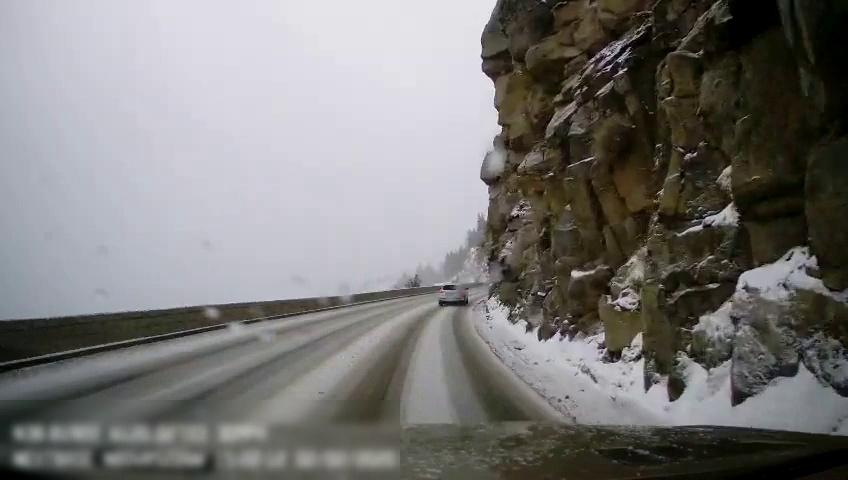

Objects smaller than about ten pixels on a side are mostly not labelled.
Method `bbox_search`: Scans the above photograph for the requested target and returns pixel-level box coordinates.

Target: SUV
[438,282,471,307]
